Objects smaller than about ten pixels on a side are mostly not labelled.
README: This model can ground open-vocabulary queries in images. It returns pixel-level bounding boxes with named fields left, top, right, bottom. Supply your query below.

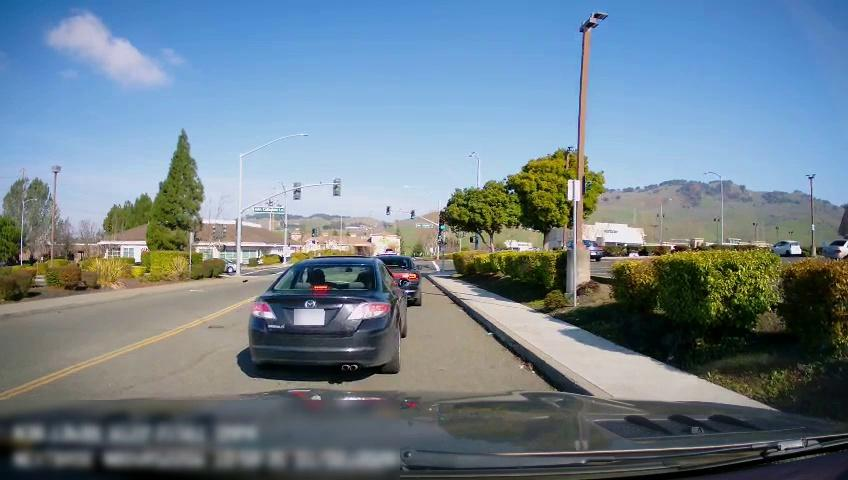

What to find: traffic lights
left=410, top=209, right=416, bottom=220
left=293, top=182, right=302, bottom=201
left=436, top=230, right=443, bottom=241
left=222, top=223, right=230, bottom=239
left=385, top=205, right=391, bottom=216
left=333, top=177, right=342, bottom=197
left=437, top=211, right=447, bottom=233
left=211, top=224, right=218, bottom=240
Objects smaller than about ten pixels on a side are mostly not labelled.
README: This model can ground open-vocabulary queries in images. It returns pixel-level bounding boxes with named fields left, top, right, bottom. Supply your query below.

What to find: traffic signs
left=415, top=223, right=434, bottom=229
left=188, top=231, right=195, bottom=242
left=567, top=179, right=582, bottom=201
left=254, top=205, right=286, bottom=215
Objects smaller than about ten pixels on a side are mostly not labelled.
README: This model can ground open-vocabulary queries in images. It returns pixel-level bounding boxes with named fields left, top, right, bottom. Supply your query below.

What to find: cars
left=769, top=239, right=802, bottom=257
left=245, top=254, right=410, bottom=375
left=821, top=239, right=848, bottom=261
left=218, top=258, right=237, bottom=274
left=565, top=239, right=603, bottom=262
left=373, top=254, right=422, bottom=307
